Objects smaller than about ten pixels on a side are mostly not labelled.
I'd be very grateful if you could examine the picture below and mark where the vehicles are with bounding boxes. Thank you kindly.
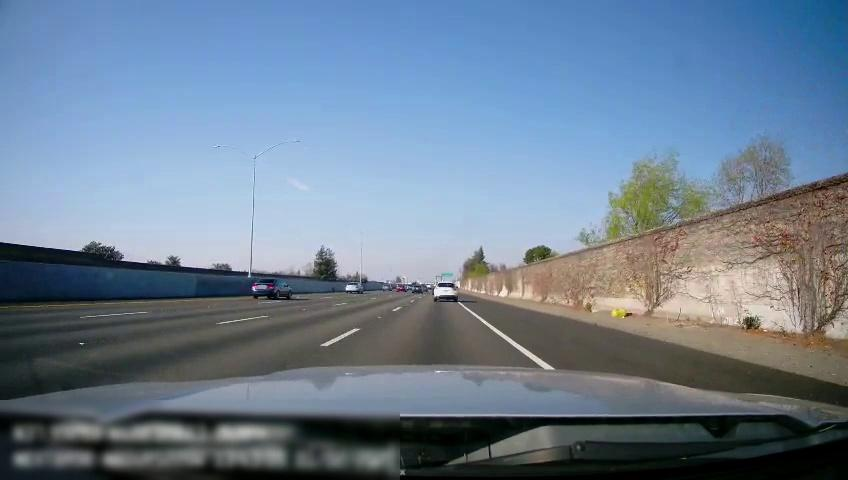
[412,285,423,293]
[251,278,293,299]
[433,281,459,302]
[345,282,364,293]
